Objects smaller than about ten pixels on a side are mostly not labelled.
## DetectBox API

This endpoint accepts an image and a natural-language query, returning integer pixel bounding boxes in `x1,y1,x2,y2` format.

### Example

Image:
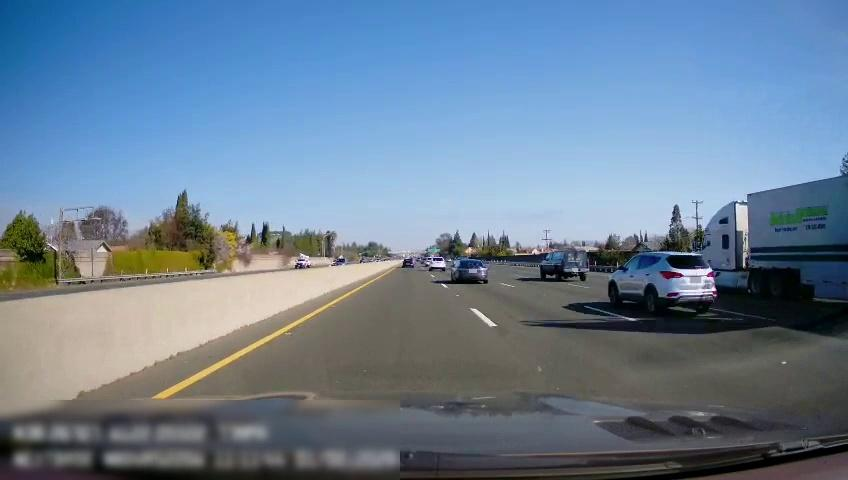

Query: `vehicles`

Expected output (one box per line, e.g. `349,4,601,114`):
294,252,312,269
446,255,466,262
609,251,718,313
450,260,489,284
401,256,415,268
330,258,352,267
424,256,432,268
428,256,446,272
692,175,848,305
539,250,591,281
